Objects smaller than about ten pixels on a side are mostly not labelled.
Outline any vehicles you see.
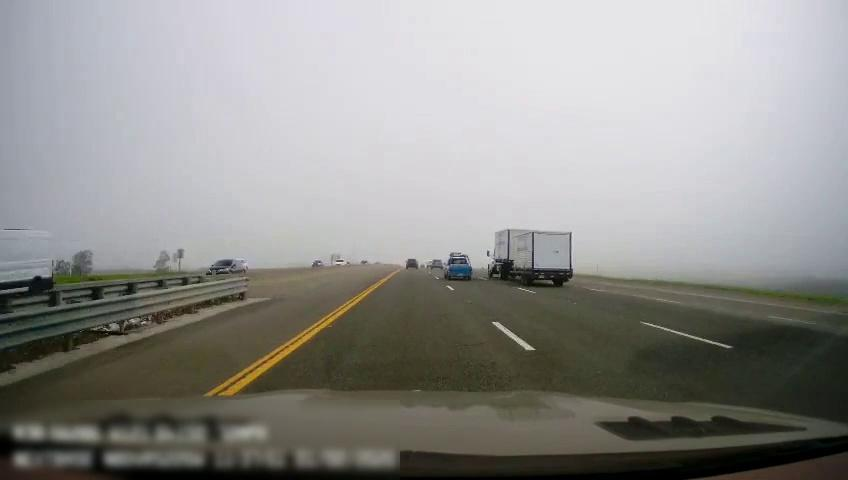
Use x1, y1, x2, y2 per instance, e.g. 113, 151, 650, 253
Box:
405, 258, 418, 269
509, 230, 575, 289
442, 251, 473, 281
430, 259, 443, 270
234, 258, 249, 273
310, 260, 325, 268
206, 258, 246, 276
486, 228, 538, 281
0, 227, 55, 296
334, 258, 347, 266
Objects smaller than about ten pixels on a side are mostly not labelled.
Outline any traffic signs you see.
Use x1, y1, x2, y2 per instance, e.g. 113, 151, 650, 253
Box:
176, 247, 184, 259
330, 253, 341, 261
